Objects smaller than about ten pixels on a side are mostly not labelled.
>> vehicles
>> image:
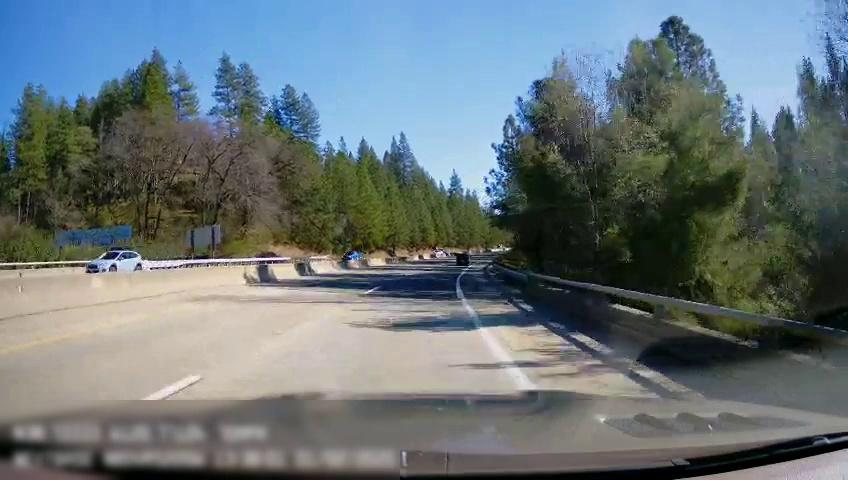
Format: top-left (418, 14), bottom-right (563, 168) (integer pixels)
top-left (341, 250), bottom-right (362, 262)
top-left (85, 249), bottom-right (145, 275)
top-left (455, 255), bottom-right (469, 266)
